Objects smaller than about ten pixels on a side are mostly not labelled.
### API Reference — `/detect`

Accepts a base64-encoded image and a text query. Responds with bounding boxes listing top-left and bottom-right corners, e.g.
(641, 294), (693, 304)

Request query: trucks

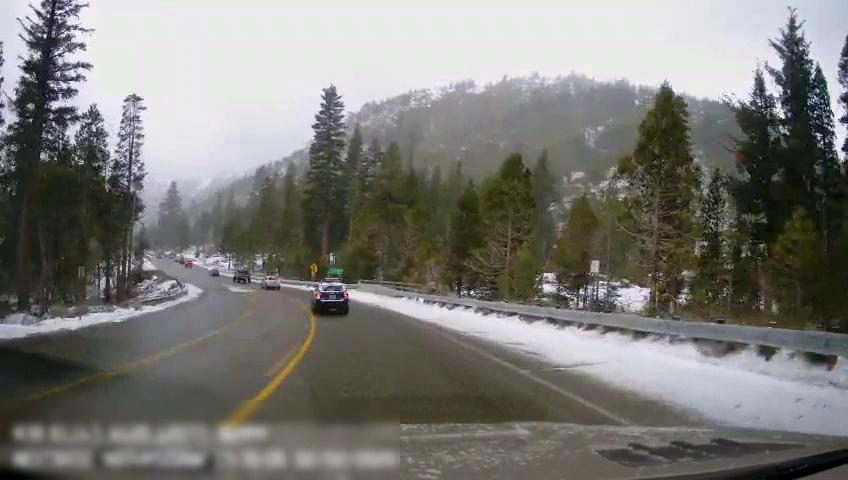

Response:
(232, 269), (251, 284)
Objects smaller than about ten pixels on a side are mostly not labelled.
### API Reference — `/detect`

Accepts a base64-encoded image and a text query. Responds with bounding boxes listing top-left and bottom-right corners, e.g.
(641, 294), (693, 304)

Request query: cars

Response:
(209, 268), (220, 277)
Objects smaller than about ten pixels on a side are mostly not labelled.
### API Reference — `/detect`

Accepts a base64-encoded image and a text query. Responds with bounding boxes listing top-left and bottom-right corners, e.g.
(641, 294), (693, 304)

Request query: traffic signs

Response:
(326, 267), (345, 275)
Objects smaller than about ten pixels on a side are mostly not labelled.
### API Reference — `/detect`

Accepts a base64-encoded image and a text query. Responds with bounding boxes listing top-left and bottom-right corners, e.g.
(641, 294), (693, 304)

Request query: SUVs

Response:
(260, 274), (281, 290)
(309, 277), (349, 316)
